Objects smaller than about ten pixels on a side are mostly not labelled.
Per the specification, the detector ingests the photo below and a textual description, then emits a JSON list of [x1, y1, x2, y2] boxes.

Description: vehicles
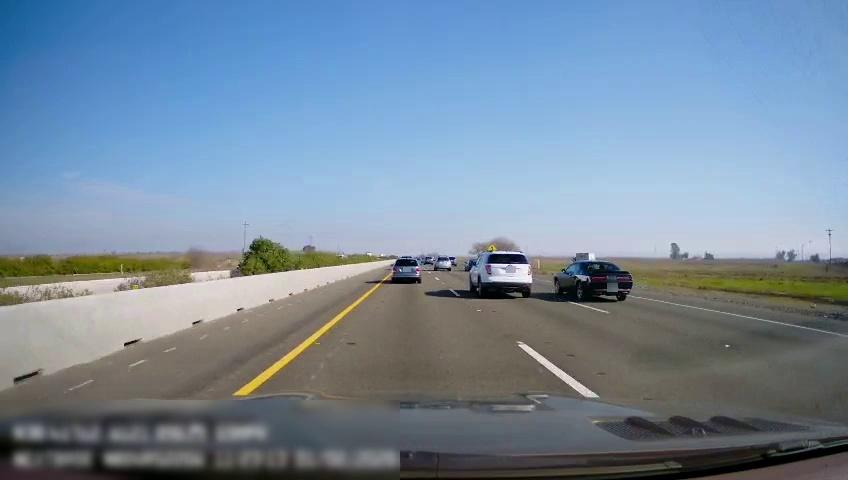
[[449, 255, 459, 267], [464, 261, 476, 271], [552, 259, 634, 303], [434, 255, 453, 271], [391, 257, 422, 284], [468, 252, 533, 298]]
